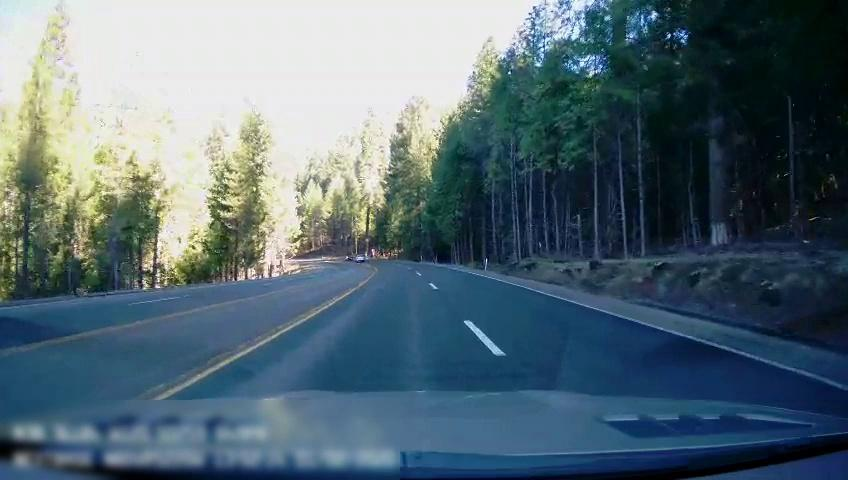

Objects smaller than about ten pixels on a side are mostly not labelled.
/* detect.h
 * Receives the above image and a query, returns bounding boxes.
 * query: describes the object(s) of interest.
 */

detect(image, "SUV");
[352,253,367,264]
